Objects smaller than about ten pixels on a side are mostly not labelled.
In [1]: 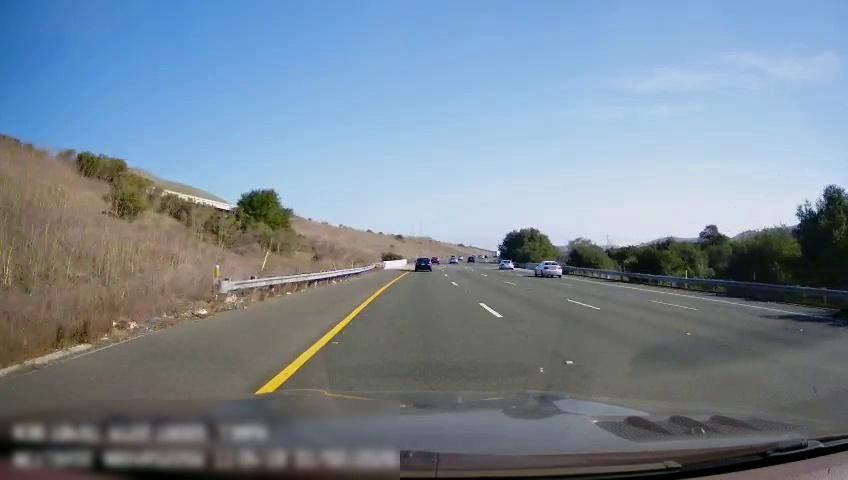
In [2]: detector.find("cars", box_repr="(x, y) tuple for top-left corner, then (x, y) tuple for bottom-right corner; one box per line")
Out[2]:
(499, 259), (515, 270)
(414, 257), (433, 272)
(447, 255), (459, 265)
(533, 260), (563, 278)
